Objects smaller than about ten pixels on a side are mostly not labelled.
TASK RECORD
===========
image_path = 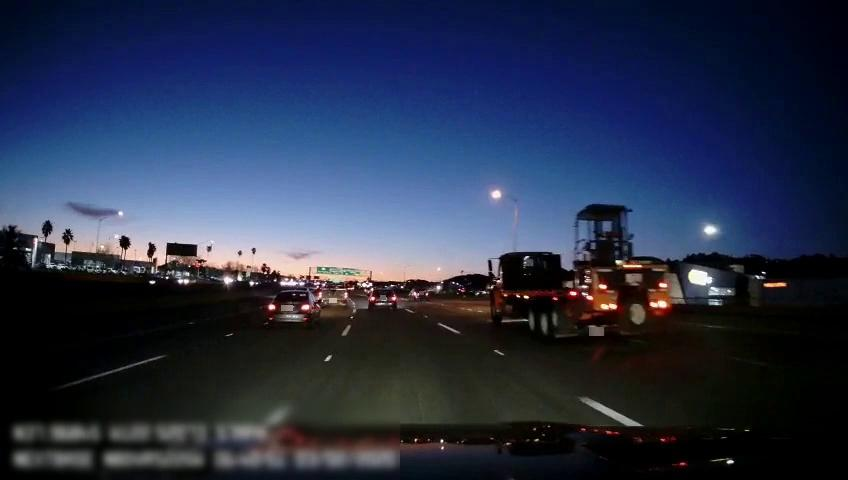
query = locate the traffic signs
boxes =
[343,268,358,276]
[330,267,344,275]
[317,266,330,274]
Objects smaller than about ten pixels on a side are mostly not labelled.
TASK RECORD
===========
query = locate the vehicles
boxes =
[267,290,322,329]
[178,277,196,285]
[288,287,307,291]
[408,287,429,301]
[318,281,349,308]
[488,203,671,341]
[367,289,398,311]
